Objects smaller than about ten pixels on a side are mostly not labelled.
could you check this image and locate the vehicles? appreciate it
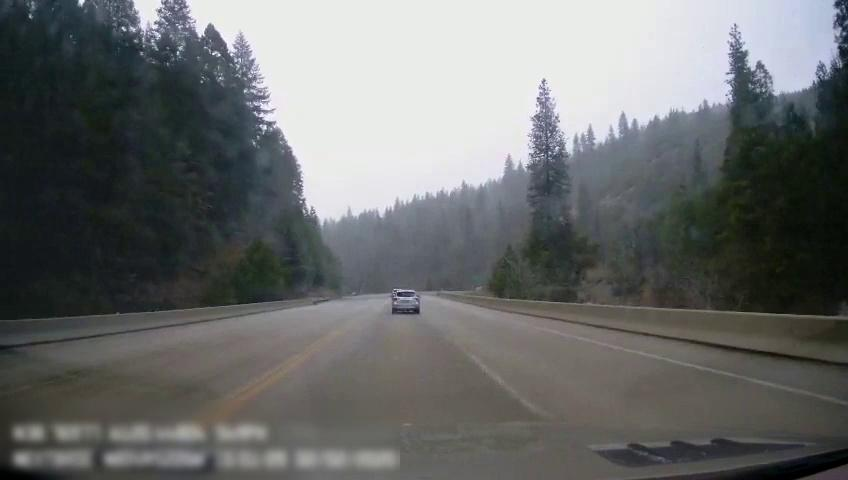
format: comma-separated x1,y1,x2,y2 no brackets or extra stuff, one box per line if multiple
391,289,398,297
391,289,420,314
